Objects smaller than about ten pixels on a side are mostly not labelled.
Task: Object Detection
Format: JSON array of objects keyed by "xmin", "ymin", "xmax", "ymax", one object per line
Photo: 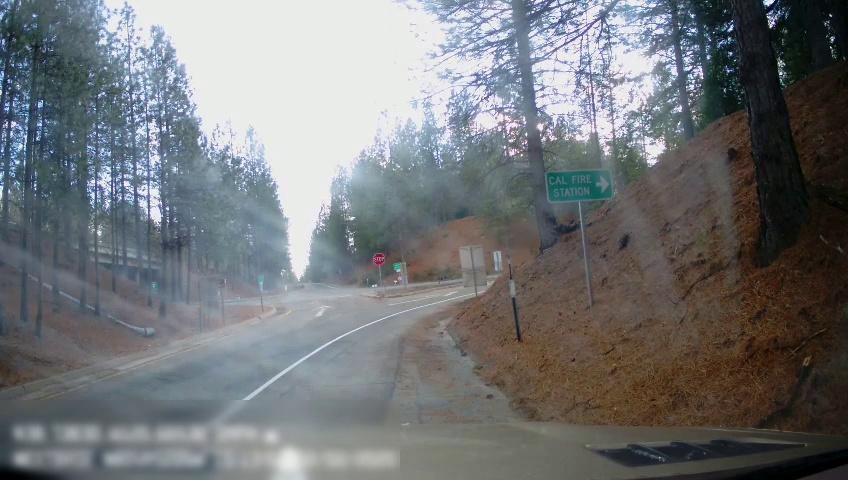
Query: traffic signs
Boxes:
[
  {"xmin": 372, "ymin": 252, "xmax": 386, "ymax": 266},
  {"xmin": 544, "ymin": 168, "xmax": 615, "ymax": 205},
  {"xmin": 393, "ymin": 262, "xmax": 406, "ymax": 272}
]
